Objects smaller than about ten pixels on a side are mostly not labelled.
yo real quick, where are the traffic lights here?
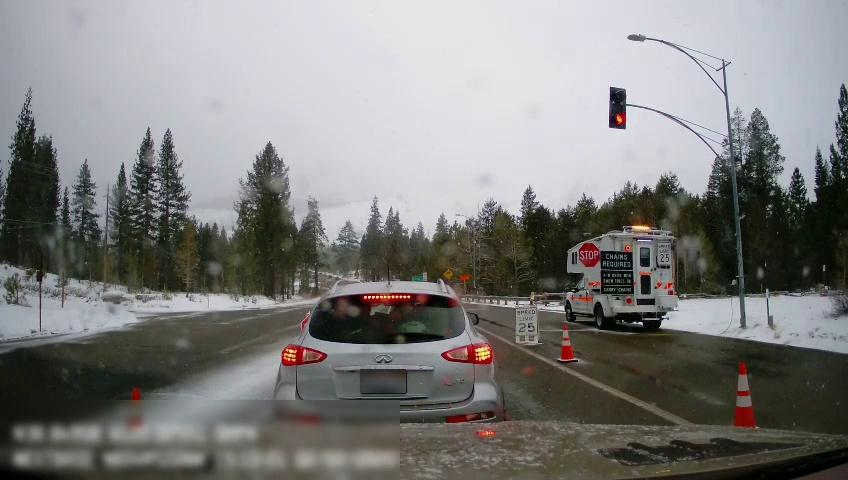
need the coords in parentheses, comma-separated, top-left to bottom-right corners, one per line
(609, 85, 627, 130)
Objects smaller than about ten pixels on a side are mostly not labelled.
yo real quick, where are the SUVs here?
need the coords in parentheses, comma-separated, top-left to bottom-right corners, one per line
(272, 278, 503, 424)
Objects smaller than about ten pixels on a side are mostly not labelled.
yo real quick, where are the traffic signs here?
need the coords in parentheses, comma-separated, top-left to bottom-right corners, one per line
(458, 274, 471, 282)
(657, 241, 673, 266)
(577, 242, 601, 268)
(599, 250, 634, 272)
(514, 304, 539, 335)
(600, 269, 635, 296)
(299, 312, 314, 333)
(412, 276, 423, 283)
(443, 269, 455, 282)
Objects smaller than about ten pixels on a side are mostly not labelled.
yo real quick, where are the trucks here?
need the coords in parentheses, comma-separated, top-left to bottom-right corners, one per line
(564, 225, 681, 330)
